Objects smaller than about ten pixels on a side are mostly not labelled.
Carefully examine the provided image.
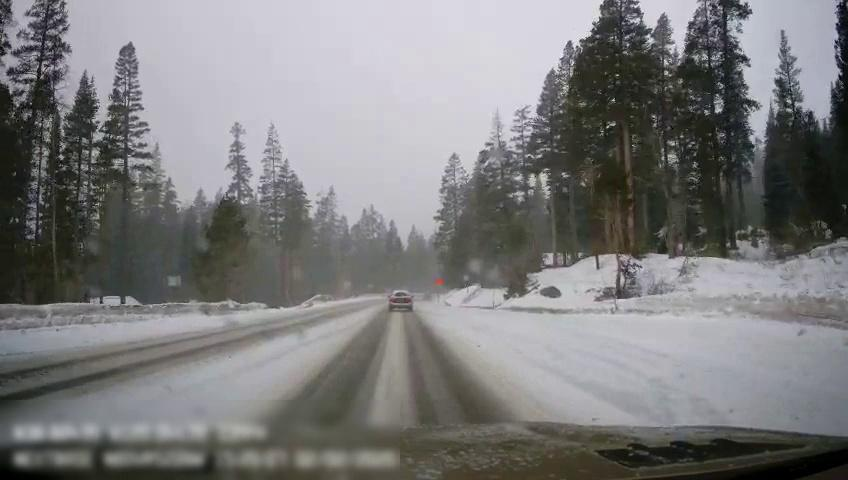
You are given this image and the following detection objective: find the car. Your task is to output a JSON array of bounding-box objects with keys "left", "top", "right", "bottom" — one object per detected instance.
[{"left": 386, "top": 289, "right": 416, "bottom": 313}]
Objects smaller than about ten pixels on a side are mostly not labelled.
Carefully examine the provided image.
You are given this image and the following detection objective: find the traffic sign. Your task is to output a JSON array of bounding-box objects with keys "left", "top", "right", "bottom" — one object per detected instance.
[{"left": 165, "top": 276, "right": 182, "bottom": 287}]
